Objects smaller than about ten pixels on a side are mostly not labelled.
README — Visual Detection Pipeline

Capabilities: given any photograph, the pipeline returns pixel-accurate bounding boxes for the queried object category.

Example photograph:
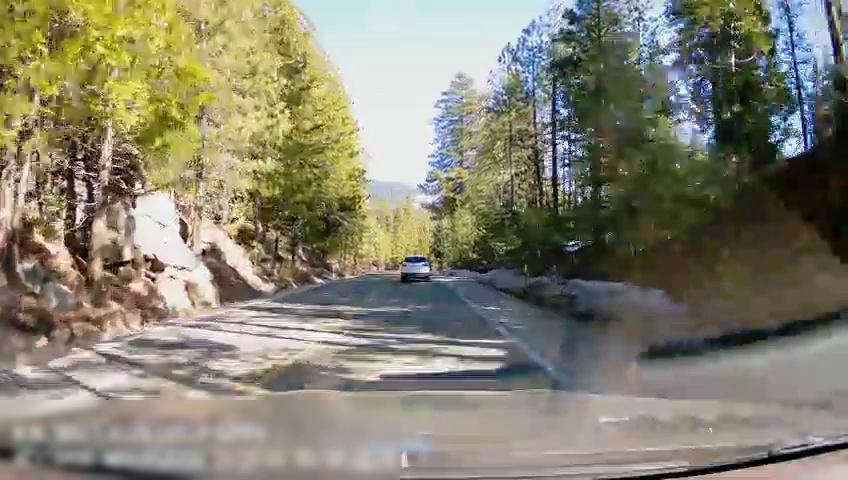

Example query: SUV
[400,255,432,284]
